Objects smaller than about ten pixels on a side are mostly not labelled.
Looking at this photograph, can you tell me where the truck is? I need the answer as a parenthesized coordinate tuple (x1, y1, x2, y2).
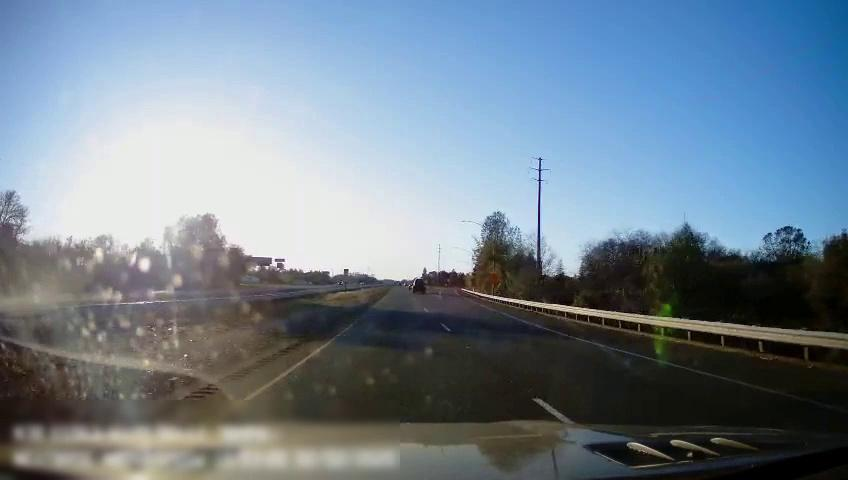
(412, 278, 426, 294)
